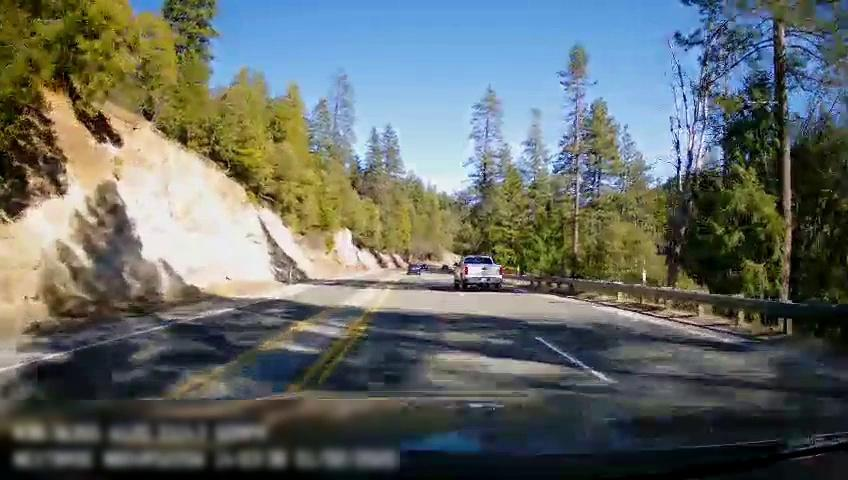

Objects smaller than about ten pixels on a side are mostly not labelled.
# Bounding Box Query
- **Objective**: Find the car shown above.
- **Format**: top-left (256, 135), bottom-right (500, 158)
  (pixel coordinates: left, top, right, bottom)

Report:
top-left (406, 263), bottom-right (422, 275)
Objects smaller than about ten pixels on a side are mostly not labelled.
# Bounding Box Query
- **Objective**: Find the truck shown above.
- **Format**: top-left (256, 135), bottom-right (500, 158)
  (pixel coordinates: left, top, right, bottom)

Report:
top-left (452, 254), bottom-right (504, 290)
